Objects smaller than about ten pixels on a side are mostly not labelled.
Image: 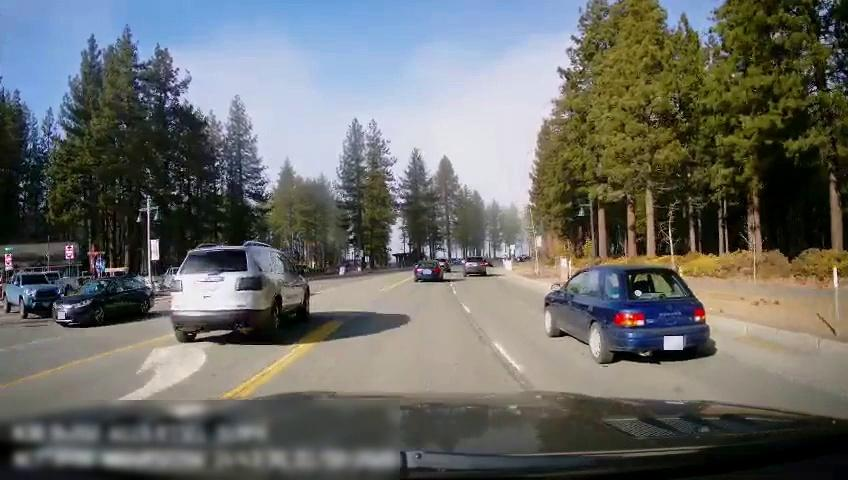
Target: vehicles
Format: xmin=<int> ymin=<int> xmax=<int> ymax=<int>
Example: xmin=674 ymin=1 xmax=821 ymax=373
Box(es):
xmin=168 ymin=240 xmax=311 ymax=342
xmin=43 ymin=271 xmax=80 ymax=297
xmin=463 ymin=256 xmax=488 ymax=277
xmin=542 ymin=265 xmax=707 ymax=365
xmin=0 ymin=272 xmax=58 ymax=318
xmin=438 ymin=259 xmax=450 ymax=273
xmin=52 ymin=277 xmax=152 ymax=327
xmin=162 ymin=266 xmax=179 ymax=286
xmin=415 ymin=259 xmax=443 ymax=282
